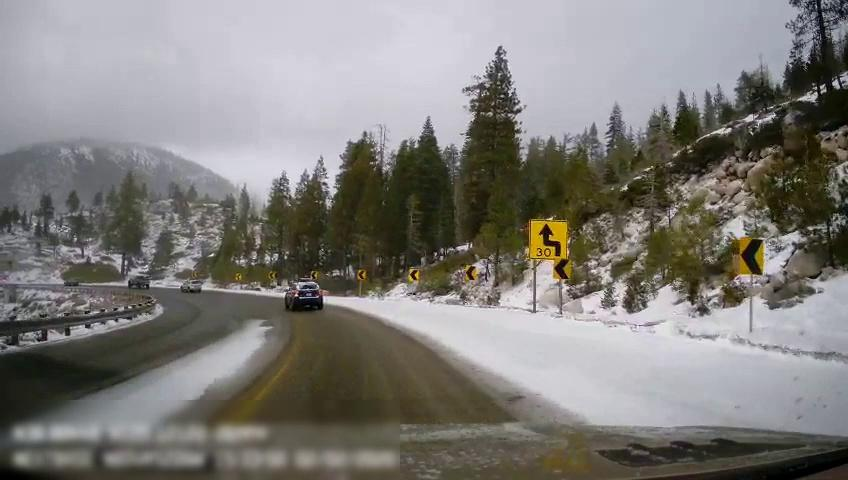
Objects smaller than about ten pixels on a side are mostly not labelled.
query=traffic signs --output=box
[408,269,420,281]
[738,237,764,276]
[464,264,478,281]
[356,269,367,280]
[553,257,573,280]
[527,219,568,261]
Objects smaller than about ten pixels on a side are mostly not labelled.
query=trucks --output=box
[128,275,150,289]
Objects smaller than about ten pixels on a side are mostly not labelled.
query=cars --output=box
[180,279,202,293]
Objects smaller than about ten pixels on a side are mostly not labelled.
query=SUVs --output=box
[284,277,324,313]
